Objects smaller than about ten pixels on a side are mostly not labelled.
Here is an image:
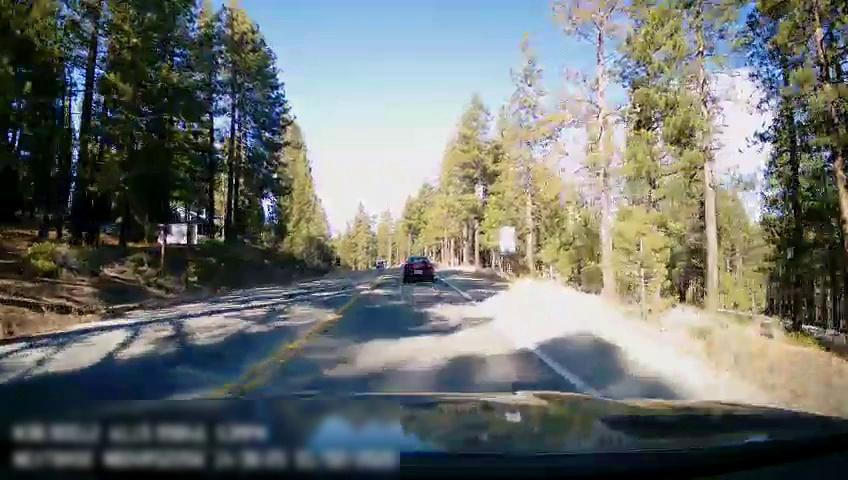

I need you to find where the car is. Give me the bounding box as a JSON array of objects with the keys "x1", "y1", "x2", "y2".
[{"x1": 402, "y1": 257, "x2": 434, "y2": 283}]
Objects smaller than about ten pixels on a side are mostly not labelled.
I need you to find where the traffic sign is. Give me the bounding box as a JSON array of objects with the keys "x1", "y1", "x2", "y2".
[{"x1": 499, "y1": 226, "x2": 516, "y2": 257}]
